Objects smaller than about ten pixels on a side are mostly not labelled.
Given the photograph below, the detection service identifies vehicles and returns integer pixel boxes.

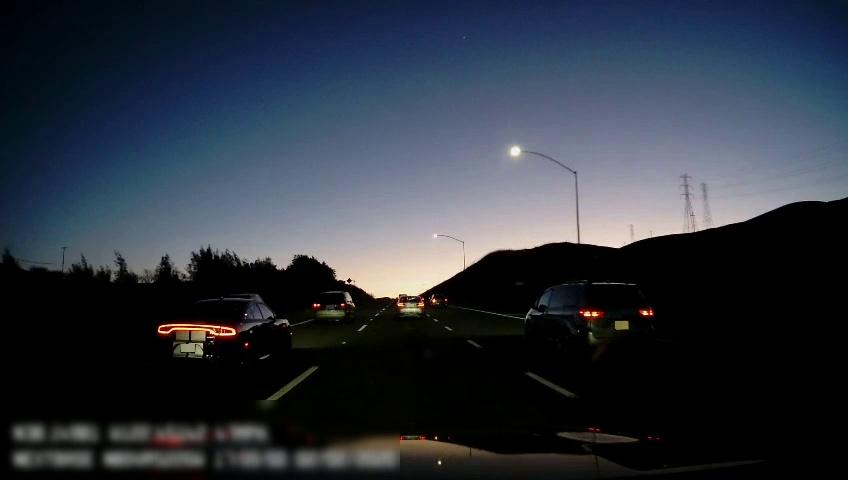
[429,293,449,309]
[522,281,658,361]
[395,295,425,322]
[155,296,294,375]
[313,291,356,325]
